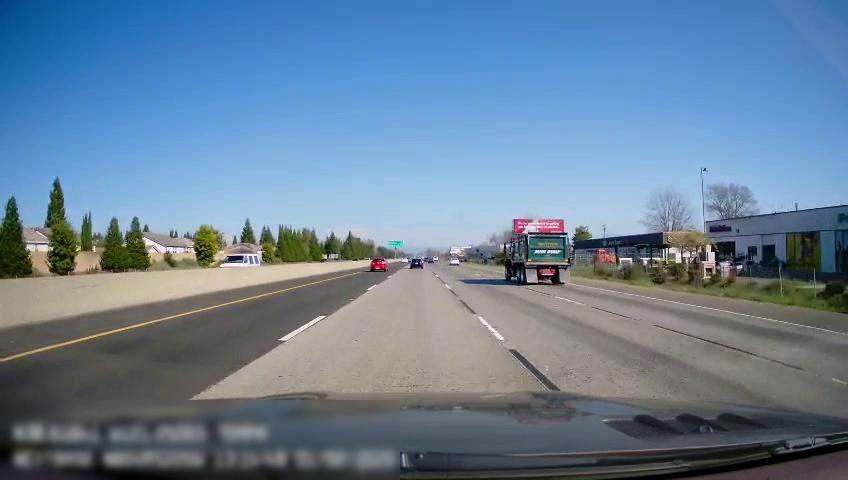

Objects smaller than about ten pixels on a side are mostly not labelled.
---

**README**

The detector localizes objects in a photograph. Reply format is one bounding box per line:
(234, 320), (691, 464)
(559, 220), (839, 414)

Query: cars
(410, 258), (424, 270)
(370, 257), (389, 273)
(448, 257), (460, 267)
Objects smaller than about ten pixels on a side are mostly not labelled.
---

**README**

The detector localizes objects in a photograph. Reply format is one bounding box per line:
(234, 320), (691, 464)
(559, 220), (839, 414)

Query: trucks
(502, 231), (572, 287)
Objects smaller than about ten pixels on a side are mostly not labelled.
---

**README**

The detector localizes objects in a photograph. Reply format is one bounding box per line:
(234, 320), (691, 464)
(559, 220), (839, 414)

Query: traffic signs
(386, 240), (402, 248)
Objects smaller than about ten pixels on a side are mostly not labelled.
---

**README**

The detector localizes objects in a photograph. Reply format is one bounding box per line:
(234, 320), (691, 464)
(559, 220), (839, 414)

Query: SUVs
(219, 253), (261, 268)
